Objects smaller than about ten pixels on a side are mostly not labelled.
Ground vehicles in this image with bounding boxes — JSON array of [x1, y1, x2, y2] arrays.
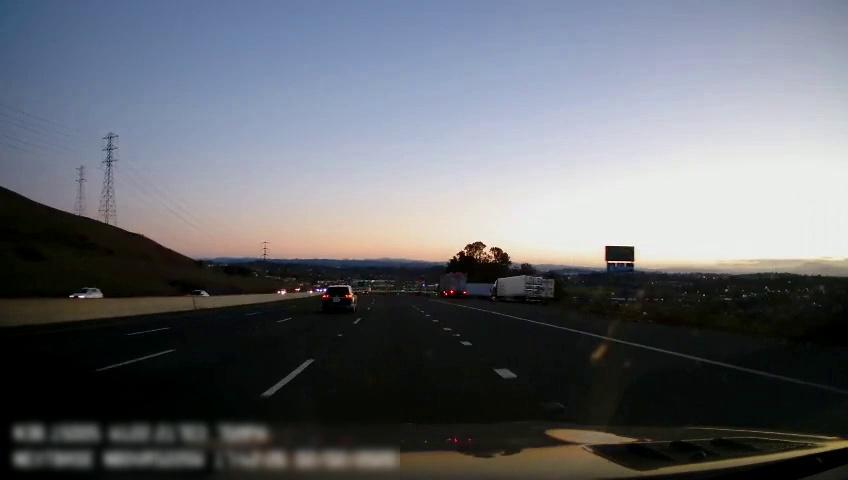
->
[[319, 285, 358, 316], [437, 272, 468, 298], [490, 275, 544, 303], [70, 286, 104, 298], [542, 278, 555, 299], [185, 289, 208, 297]]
